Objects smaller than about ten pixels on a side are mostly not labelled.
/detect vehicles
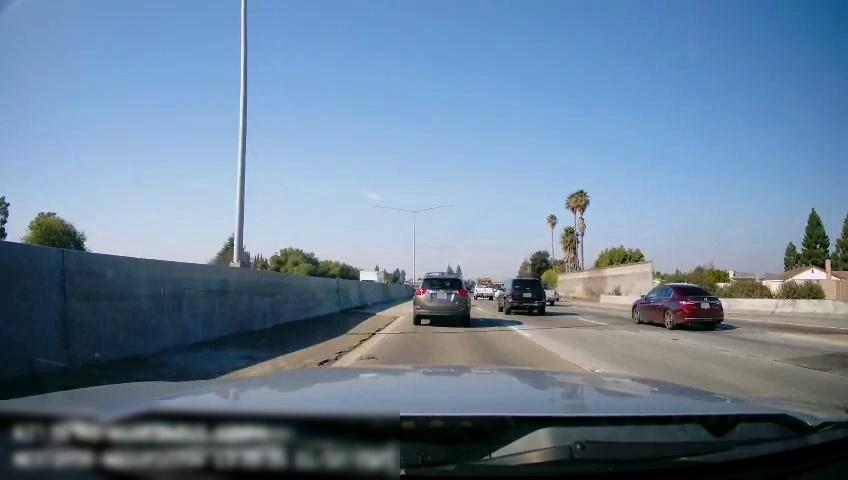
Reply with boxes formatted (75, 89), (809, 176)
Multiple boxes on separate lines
(359, 270), (385, 284)
(662, 281), (700, 290)
(540, 280), (557, 307)
(411, 271), (473, 327)
(494, 289), (507, 300)
(552, 290), (560, 302)
(497, 277), (547, 316)
(631, 283), (725, 331)
(473, 277), (495, 301)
